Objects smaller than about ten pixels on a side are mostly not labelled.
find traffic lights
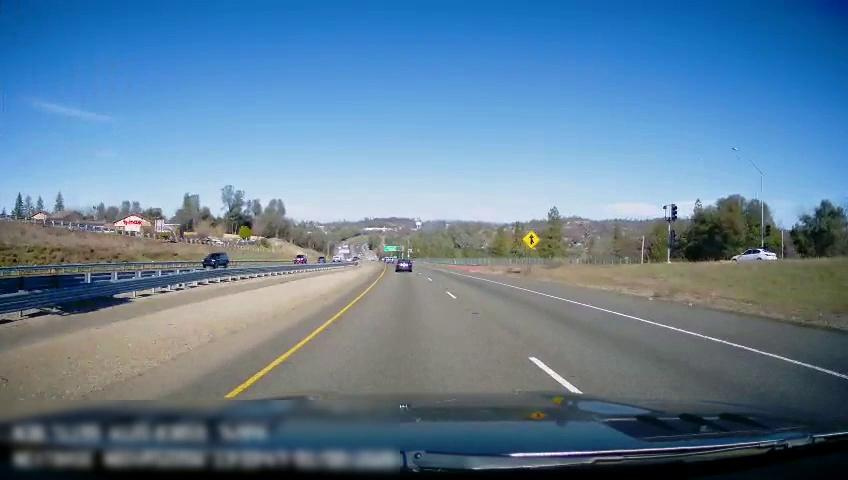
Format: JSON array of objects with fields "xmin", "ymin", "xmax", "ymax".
[
  {"xmin": 766, "ymin": 226, "xmax": 771, "ymax": 237},
  {"xmin": 670, "ymin": 233, "xmax": 677, "ymax": 246},
  {"xmin": 670, "ymin": 204, "xmax": 679, "ymax": 222}
]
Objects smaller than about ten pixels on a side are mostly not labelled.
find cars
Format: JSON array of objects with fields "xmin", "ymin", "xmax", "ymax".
[
  {"xmin": 394, "ymin": 257, "xmax": 414, "ymax": 273},
  {"xmin": 729, "ymin": 249, "xmax": 777, "ymax": 263}
]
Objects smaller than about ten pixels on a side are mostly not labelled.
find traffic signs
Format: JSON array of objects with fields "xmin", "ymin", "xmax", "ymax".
[
  {"xmin": 523, "ymin": 229, "xmax": 539, "ymax": 248},
  {"xmin": 382, "ymin": 245, "xmax": 402, "ymax": 253}
]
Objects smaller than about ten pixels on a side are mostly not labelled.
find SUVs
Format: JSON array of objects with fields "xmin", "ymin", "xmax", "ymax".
[
  {"xmin": 294, "ymin": 254, "xmax": 309, "ymax": 265},
  {"xmin": 202, "ymin": 253, "xmax": 230, "ymax": 268}
]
